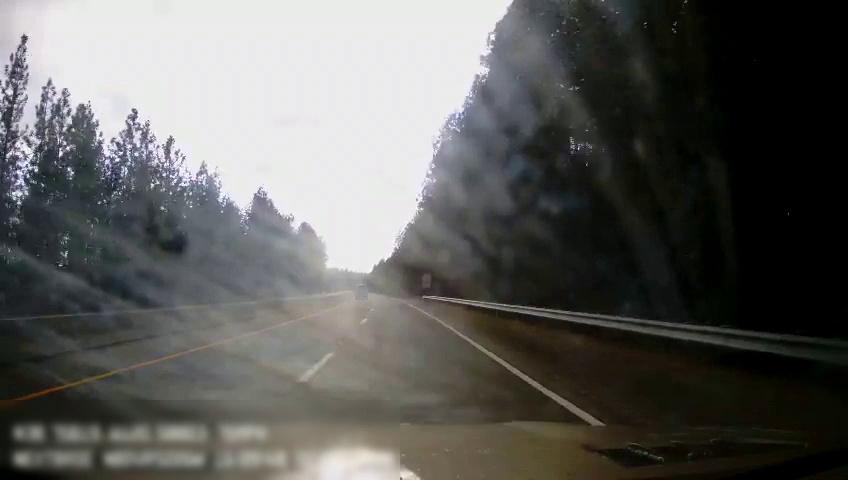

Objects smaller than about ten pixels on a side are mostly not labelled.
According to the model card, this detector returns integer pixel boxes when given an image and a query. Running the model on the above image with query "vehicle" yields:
[354,283,369,299]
